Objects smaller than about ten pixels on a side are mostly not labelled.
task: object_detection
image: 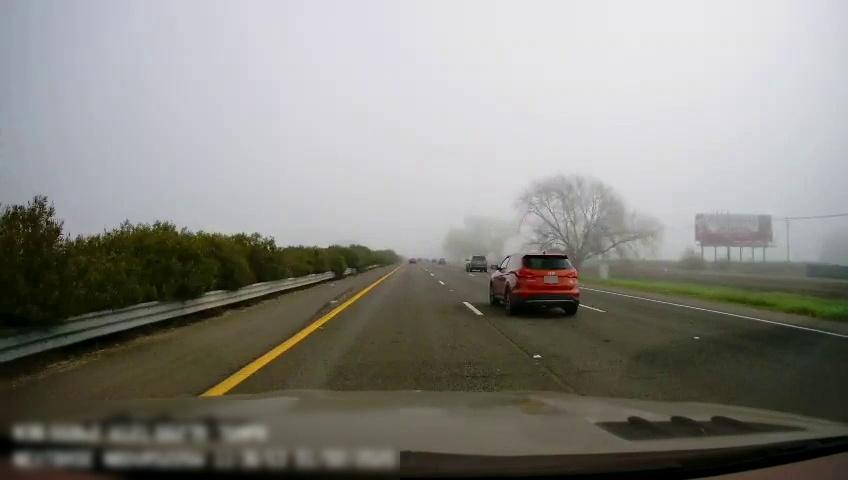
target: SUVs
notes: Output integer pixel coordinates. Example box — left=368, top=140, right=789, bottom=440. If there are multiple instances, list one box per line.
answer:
left=466, top=255, right=487, bottom=273
left=487, top=252, right=581, bottom=316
